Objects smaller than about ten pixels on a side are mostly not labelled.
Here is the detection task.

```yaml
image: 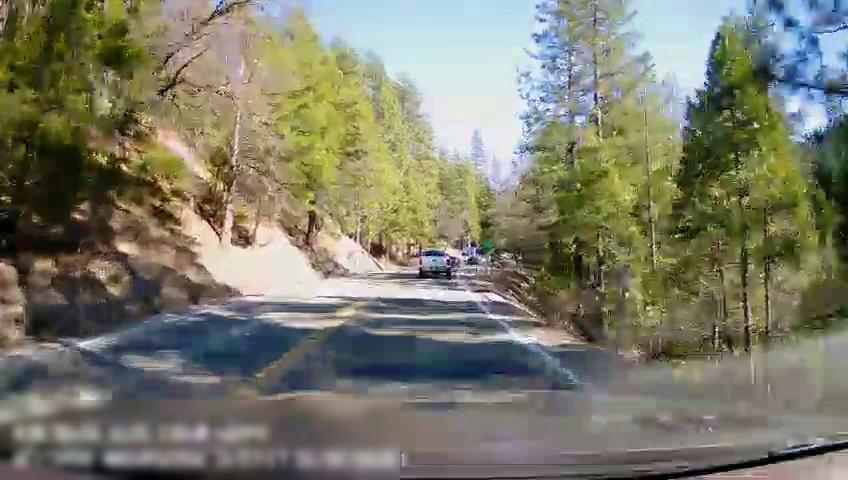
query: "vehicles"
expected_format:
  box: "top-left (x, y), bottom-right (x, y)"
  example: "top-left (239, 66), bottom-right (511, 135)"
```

top-left (467, 256), bottom-right (479, 265)
top-left (418, 248), bottom-right (453, 279)
top-left (446, 256), bottom-right (459, 269)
